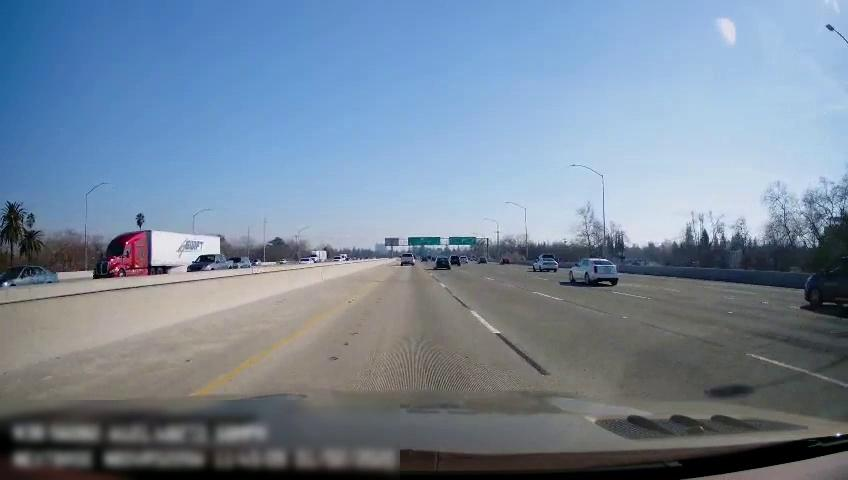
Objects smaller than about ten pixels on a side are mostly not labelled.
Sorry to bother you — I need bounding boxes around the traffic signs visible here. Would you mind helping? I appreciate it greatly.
[407,236,441,246]
[449,236,476,246]
[384,237,400,246]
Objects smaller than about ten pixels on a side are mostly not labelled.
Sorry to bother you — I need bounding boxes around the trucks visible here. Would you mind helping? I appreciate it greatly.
[92,229,222,280]
[399,252,416,267]
[536,253,560,265]
[310,250,327,263]
[186,252,235,272]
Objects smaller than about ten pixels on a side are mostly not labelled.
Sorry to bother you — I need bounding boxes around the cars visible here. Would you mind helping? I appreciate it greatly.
[478,257,488,265]
[532,257,559,272]
[298,257,314,265]
[433,255,452,271]
[568,257,620,287]
[0,264,59,288]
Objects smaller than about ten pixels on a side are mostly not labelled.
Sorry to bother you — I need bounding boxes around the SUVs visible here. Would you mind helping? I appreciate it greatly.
[227,256,252,270]
[803,255,848,309]
[448,255,461,267]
